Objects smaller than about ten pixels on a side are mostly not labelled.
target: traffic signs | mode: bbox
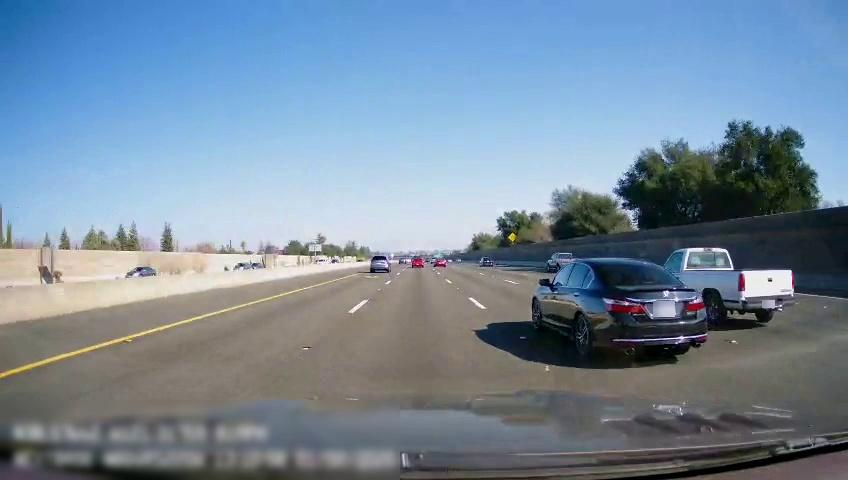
[508,233,517,245]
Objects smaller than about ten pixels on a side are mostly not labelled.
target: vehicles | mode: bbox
[529,256,709,363]
[369,255,391,274]
[659,248,795,327]
[231,262,251,270]
[432,257,448,268]
[397,256,408,265]
[410,257,425,268]
[430,257,438,264]
[123,265,157,279]
[546,252,576,273]
[478,256,494,268]
[250,262,264,269]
